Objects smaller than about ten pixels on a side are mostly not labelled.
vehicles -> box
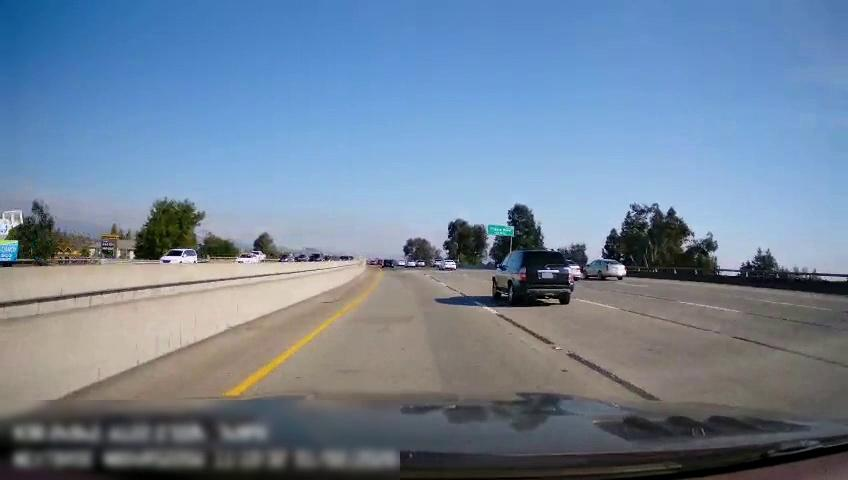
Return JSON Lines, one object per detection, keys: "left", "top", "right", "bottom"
{"left": 438, "top": 260, "right": 457, "bottom": 271}
{"left": 159, "top": 248, "right": 198, "bottom": 264}
{"left": 251, "top": 250, "right": 267, "bottom": 263}
{"left": 383, "top": 259, "right": 394, "bottom": 269}
{"left": 405, "top": 259, "right": 416, "bottom": 269}
{"left": 415, "top": 259, "right": 425, "bottom": 267}
{"left": 235, "top": 254, "right": 259, "bottom": 264}
{"left": 431, "top": 257, "right": 443, "bottom": 267}
{"left": 278, "top": 254, "right": 294, "bottom": 262}
{"left": 490, "top": 251, "right": 575, "bottom": 306}
{"left": 296, "top": 254, "right": 309, "bottom": 263}
{"left": 566, "top": 260, "right": 582, "bottom": 282}
{"left": 582, "top": 259, "right": 626, "bottom": 281}
{"left": 308, "top": 253, "right": 322, "bottom": 262}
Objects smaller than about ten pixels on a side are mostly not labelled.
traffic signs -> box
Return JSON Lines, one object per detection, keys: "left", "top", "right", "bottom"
{"left": 487, "top": 224, "right": 515, "bottom": 237}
